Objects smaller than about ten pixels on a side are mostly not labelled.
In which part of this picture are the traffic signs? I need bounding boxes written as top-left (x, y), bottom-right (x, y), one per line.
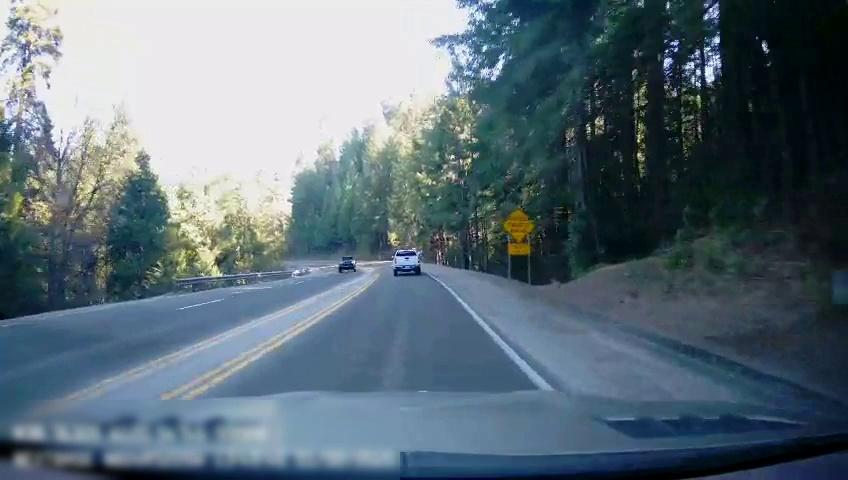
top-left (504, 209), bottom-right (537, 244)
top-left (507, 243), bottom-right (531, 256)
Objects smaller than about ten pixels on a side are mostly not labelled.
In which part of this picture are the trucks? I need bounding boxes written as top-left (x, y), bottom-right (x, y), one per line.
top-left (392, 248), bottom-right (421, 277)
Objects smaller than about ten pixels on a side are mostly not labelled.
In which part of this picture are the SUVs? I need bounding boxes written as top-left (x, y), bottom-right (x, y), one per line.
top-left (338, 255), bottom-right (358, 273)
